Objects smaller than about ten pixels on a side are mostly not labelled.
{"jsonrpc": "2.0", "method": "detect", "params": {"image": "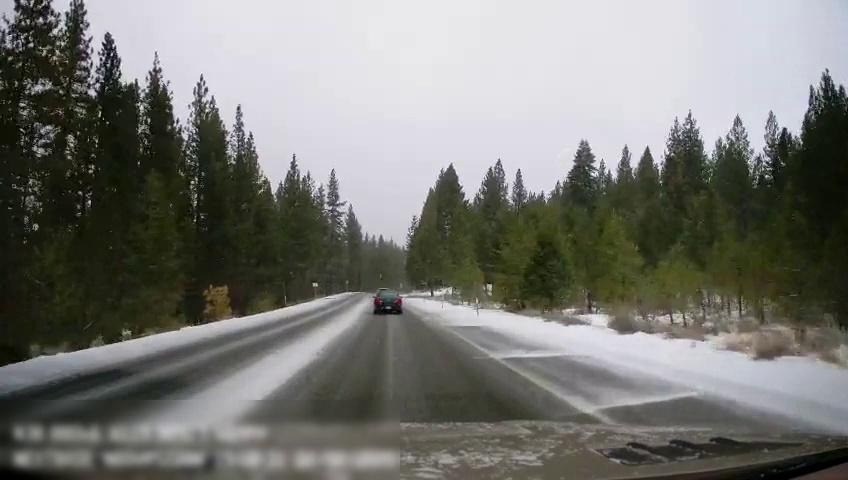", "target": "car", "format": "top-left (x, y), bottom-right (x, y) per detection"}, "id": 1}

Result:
top-left (372, 290), bottom-right (403, 315)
